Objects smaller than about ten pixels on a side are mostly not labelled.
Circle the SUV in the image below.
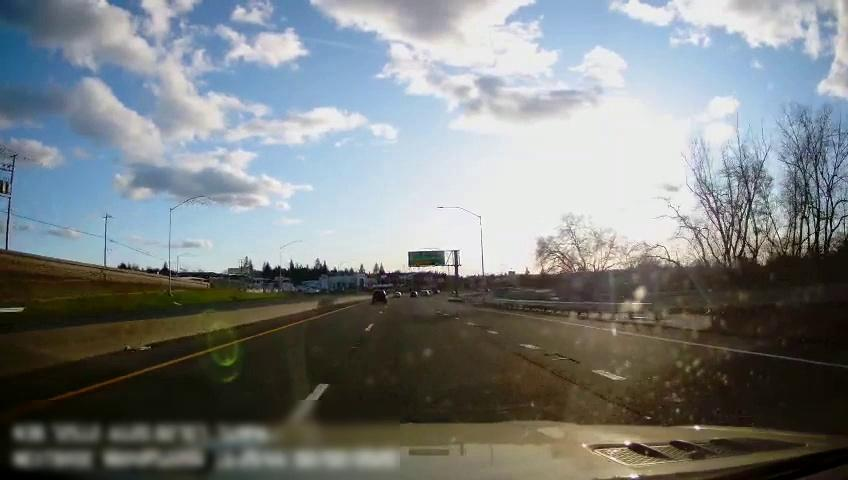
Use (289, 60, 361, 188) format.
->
(372, 289, 387, 303)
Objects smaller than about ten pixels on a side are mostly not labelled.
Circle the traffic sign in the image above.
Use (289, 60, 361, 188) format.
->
(407, 250, 446, 268)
